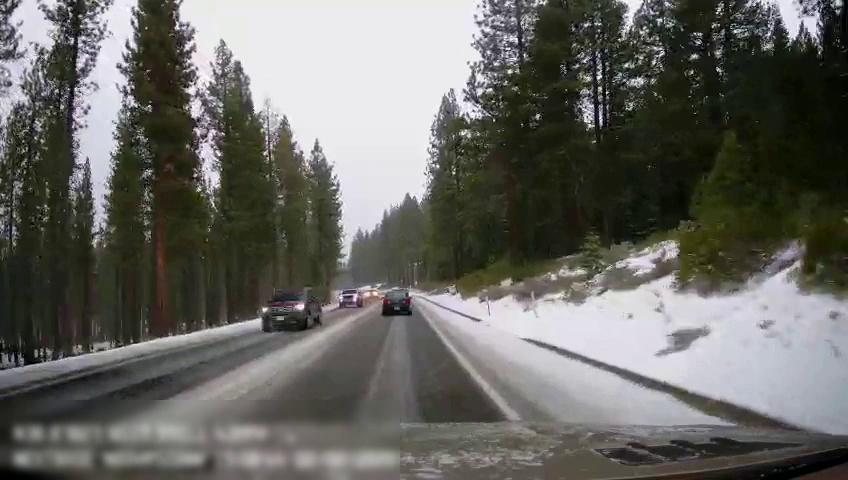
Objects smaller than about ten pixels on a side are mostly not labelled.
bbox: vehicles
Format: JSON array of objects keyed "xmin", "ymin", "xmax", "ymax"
[
  {"xmin": 381, "ymin": 289, "xmax": 413, "ymax": 317},
  {"xmin": 261, "ymin": 286, "xmax": 323, "ymax": 333},
  {"xmin": 364, "ymin": 288, "xmax": 379, "ymax": 301},
  {"xmin": 339, "ymin": 288, "xmax": 364, "ymax": 309}
]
